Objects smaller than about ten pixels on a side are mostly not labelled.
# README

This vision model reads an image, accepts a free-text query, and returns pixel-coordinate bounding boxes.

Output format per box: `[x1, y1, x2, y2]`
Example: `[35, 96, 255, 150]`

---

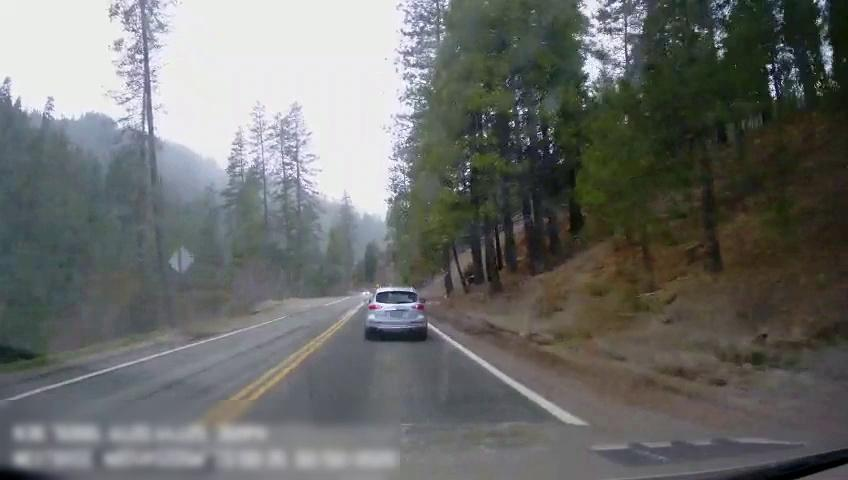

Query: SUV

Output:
[365, 288, 427, 340]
